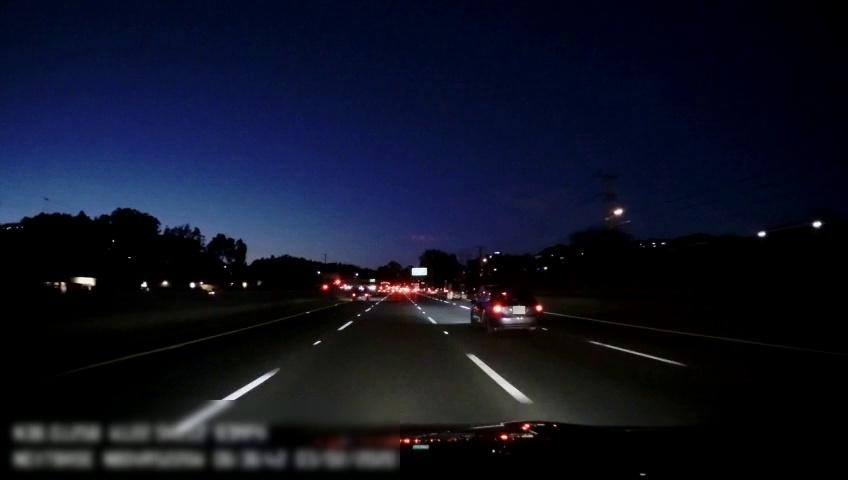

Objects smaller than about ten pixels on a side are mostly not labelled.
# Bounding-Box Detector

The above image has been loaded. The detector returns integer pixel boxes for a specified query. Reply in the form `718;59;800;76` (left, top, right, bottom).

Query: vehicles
351;286;370;303
471;287;544;334
445;287;462;301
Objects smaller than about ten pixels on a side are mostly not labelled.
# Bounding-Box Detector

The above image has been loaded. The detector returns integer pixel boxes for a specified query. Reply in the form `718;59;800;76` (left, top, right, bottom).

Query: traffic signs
412;268;428;276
